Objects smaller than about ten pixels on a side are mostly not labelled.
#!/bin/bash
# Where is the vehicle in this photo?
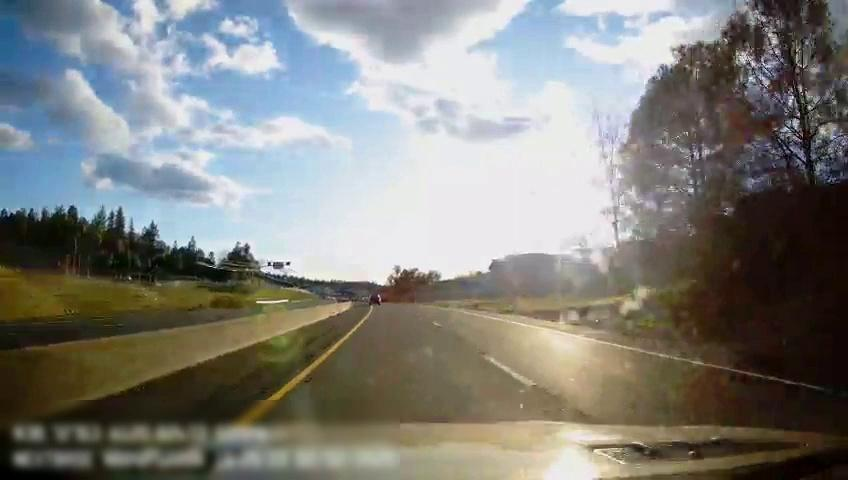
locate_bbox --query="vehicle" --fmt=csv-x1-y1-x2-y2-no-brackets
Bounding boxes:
368,292,382,305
